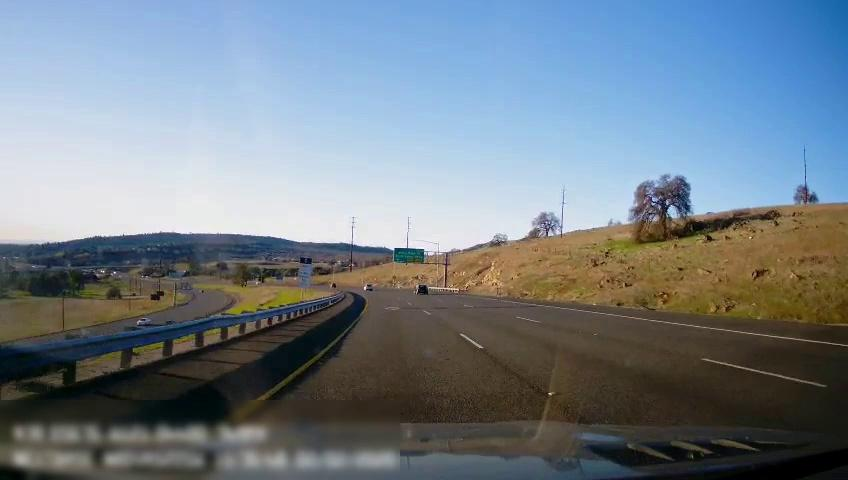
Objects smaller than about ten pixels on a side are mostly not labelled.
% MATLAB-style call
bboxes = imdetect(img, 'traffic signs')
[392,247,425,265]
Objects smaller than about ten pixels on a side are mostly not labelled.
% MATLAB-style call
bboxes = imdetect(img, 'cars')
[414,284,429,295]
[136,317,151,326]
[363,284,373,292]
